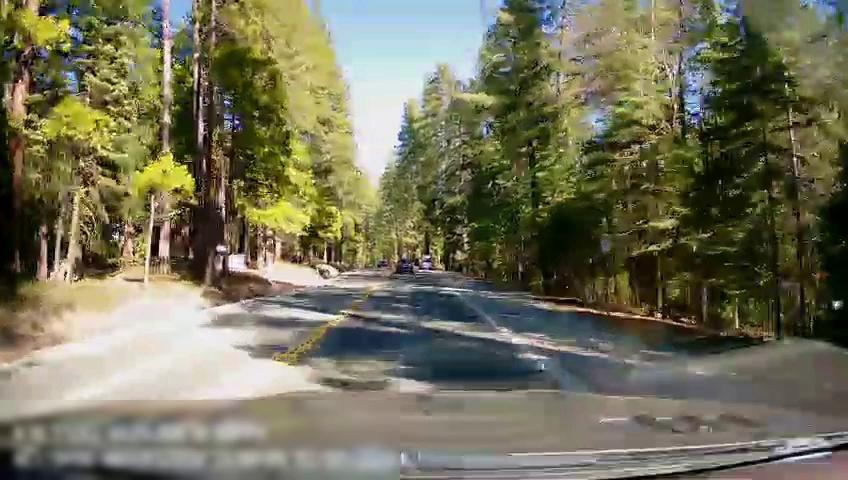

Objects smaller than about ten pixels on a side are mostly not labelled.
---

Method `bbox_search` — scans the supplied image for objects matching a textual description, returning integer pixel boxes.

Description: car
[395,258,414,273]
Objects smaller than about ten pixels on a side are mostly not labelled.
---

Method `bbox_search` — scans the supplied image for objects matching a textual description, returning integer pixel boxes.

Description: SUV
[417,255,434,270]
